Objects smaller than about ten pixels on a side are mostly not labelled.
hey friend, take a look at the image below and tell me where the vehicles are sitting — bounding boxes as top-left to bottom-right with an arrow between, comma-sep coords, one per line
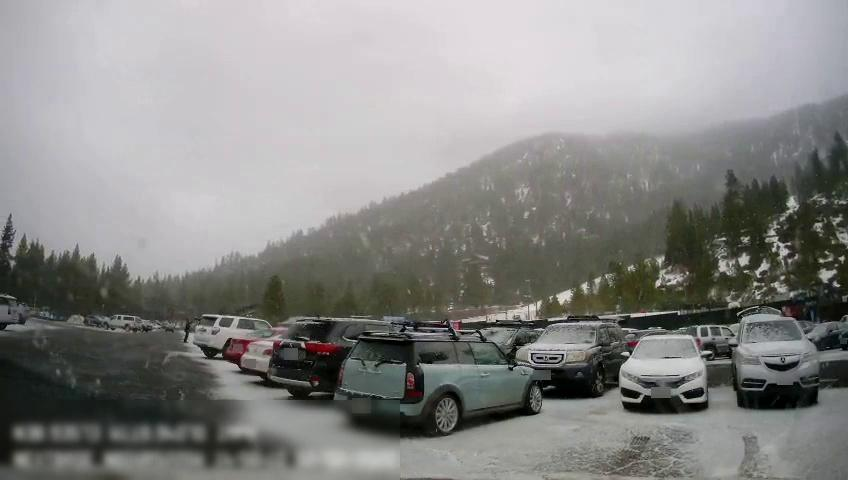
221,327 -> 288,369
484,328 -> 545,363
240,333 -> 281,386
804,321 -> 848,351
838,330 -> 848,353
0,294 -> 20,331
191,313 -> 274,359
332,335 -> 544,436
100,314 -> 141,334
683,325 -> 739,362
727,313 -> 823,410
18,302 -> 31,325
516,322 -> 630,398
626,328 -> 681,353
269,317 -> 401,404
619,334 -> 715,413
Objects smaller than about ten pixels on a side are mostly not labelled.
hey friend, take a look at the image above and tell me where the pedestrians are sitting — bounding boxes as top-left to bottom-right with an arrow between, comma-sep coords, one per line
183,319 -> 191,343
